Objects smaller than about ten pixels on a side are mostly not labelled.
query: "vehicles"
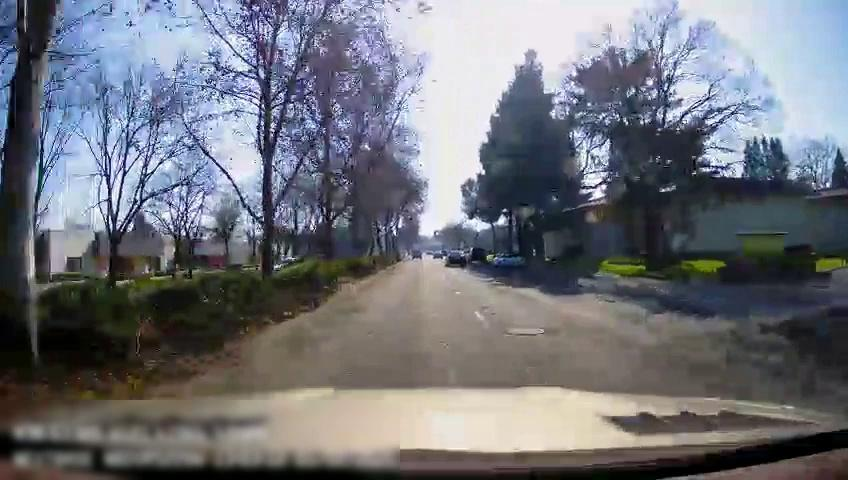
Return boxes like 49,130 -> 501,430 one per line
493,247 -> 527,270
432,250 -> 443,260
468,246 -> 488,264
410,248 -> 421,258
446,249 -> 468,268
